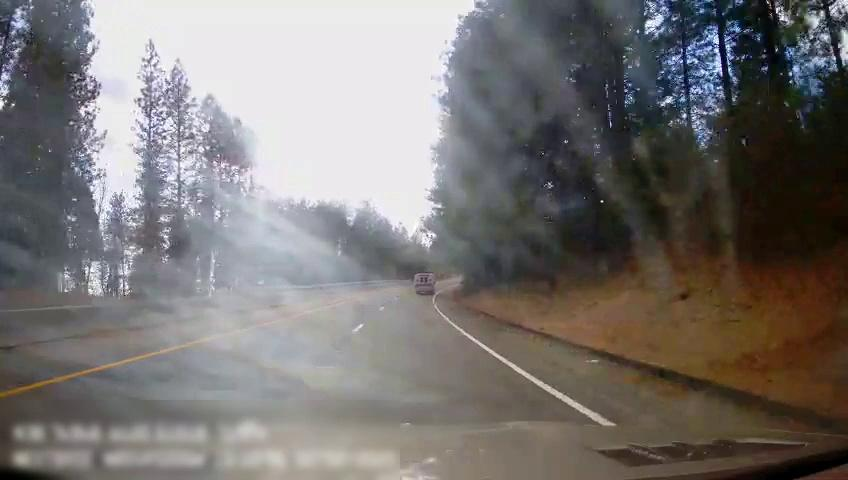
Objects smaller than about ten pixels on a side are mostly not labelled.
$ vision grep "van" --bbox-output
[414,273,437,295]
